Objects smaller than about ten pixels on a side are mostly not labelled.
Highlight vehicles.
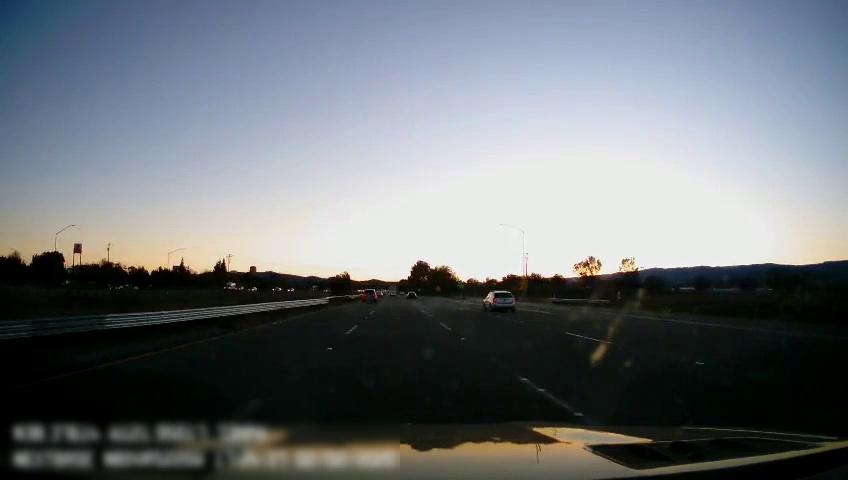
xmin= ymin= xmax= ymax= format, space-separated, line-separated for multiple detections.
xmin=362 ymin=289 xmax=378 ymax=303
xmin=223 ymin=283 xmax=236 ymax=291
xmin=271 ymin=286 xmax=284 ymax=292
xmin=247 ymin=286 xmax=258 ymax=292
xmin=482 ymin=291 xmax=516 ymax=314
xmin=406 ymin=291 xmax=417 ymax=300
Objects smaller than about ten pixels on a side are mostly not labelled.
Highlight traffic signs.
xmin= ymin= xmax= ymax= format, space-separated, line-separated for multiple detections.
xmin=521 ymin=279 xmax=529 ymax=290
